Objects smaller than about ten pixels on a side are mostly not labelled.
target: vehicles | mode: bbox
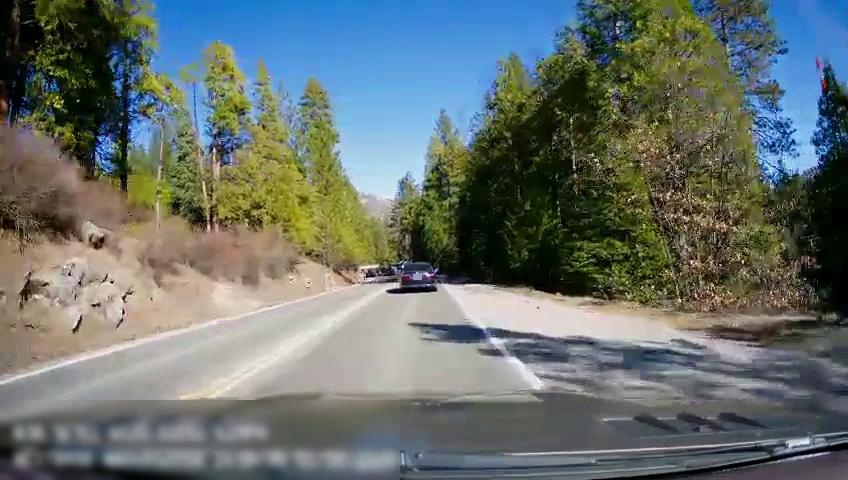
[391,268,405,282]
[399,261,438,291]
[365,268,378,279]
